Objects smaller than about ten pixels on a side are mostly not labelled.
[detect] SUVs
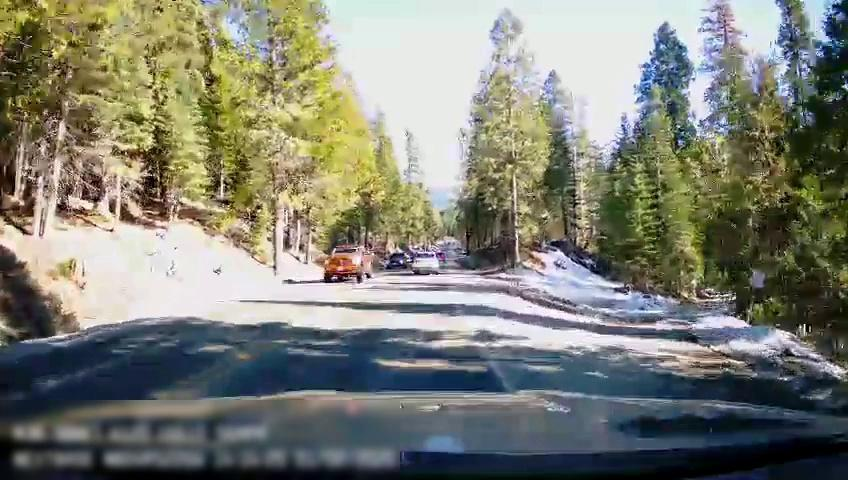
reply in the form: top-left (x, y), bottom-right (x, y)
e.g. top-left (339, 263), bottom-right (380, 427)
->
top-left (385, 253), bottom-right (409, 270)
top-left (413, 253), bottom-right (440, 277)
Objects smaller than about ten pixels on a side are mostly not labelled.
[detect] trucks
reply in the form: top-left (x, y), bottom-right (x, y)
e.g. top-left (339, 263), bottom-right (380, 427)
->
top-left (322, 246), bottom-right (373, 284)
